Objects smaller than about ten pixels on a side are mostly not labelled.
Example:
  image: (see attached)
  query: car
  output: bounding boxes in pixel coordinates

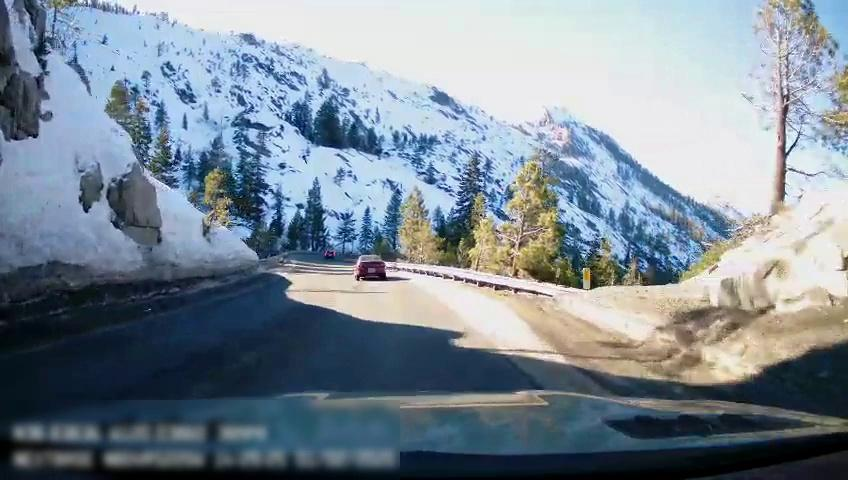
[353,255,388,281]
